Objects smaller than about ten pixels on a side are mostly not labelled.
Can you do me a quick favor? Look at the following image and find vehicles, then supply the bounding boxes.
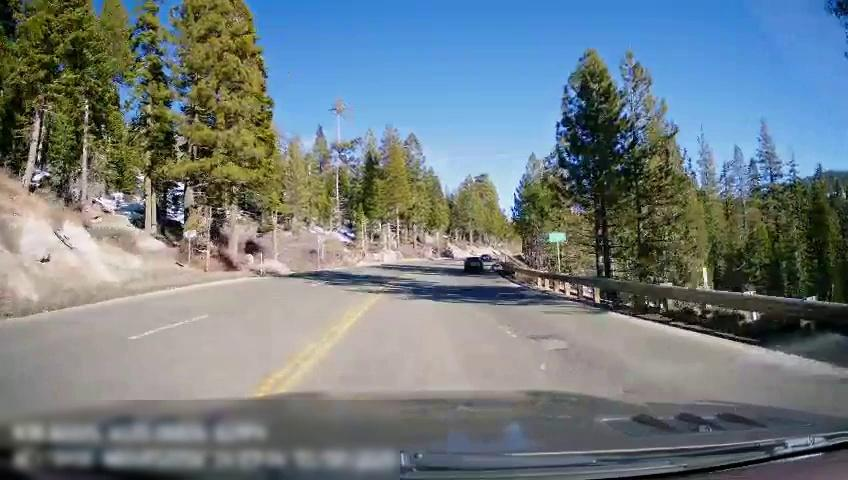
[463,256,484,273]
[480,253,491,261]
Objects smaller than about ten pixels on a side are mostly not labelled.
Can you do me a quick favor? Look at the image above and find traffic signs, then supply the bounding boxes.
[548,231,567,243]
